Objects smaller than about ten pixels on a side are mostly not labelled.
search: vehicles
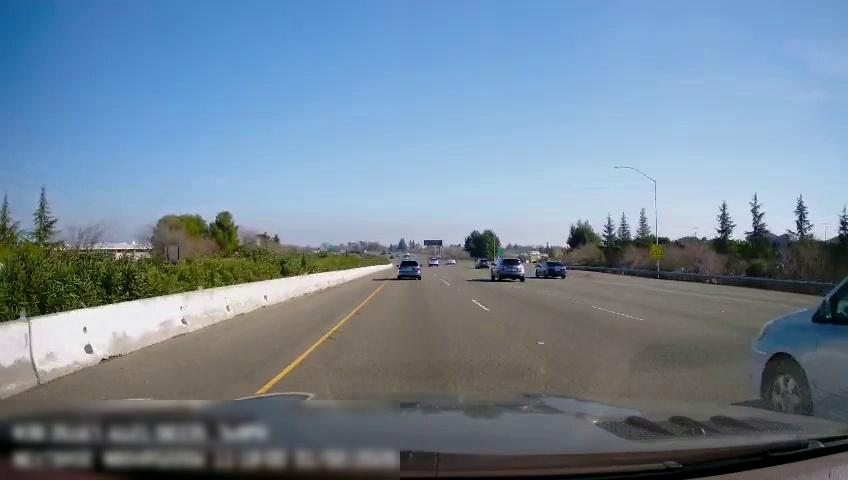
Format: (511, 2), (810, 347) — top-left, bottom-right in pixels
(535, 261), (566, 279)
(396, 260), (423, 281)
(475, 258), (490, 269)
(748, 275), (848, 424)
(489, 257), (525, 283)
(428, 258), (438, 267)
